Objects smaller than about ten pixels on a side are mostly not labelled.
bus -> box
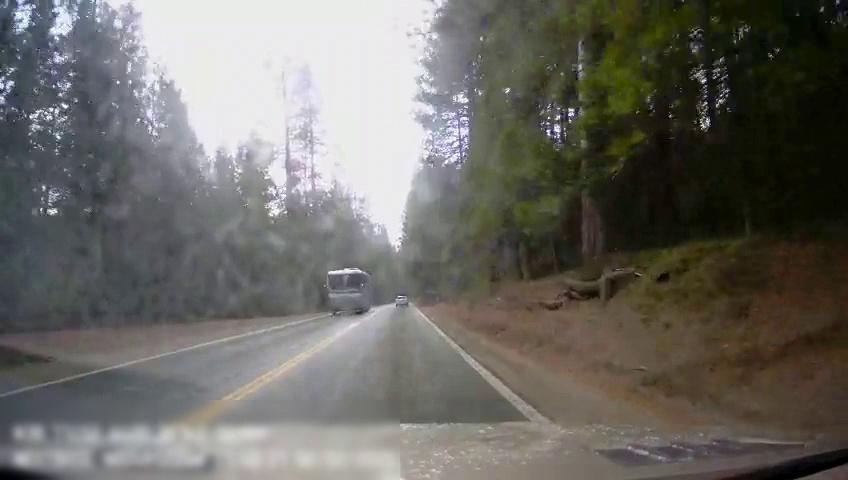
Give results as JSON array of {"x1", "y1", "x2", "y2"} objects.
[{"x1": 326, "y1": 269, "x2": 372, "y2": 316}]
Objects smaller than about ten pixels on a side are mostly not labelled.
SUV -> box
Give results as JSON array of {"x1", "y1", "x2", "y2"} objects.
[{"x1": 394, "y1": 295, "x2": 409, "y2": 307}]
